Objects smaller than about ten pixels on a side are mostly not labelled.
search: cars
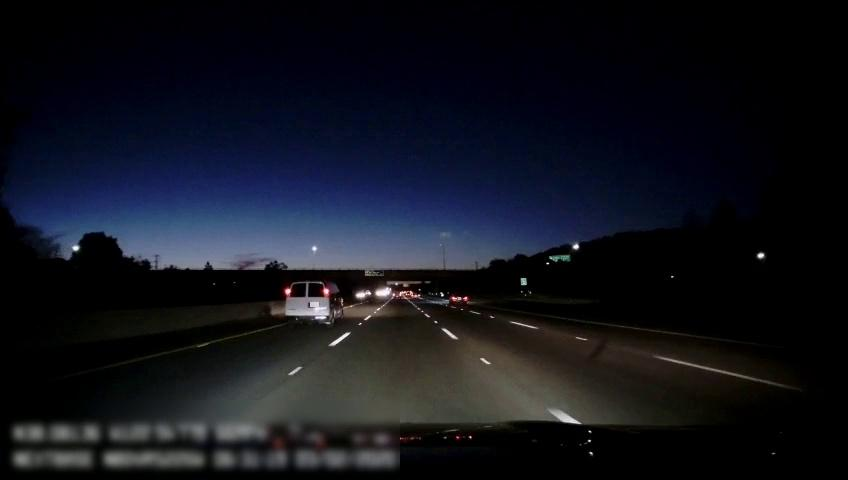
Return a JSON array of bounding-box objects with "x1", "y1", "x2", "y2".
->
[{"x1": 448, "y1": 291, "x2": 469, "y2": 306}]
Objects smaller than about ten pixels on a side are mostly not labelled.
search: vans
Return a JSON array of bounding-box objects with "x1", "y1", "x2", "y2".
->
[{"x1": 283, "y1": 279, "x2": 345, "y2": 326}]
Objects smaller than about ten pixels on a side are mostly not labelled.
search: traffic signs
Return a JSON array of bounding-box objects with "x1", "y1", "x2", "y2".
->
[
  {"x1": 364, "y1": 268, "x2": 385, "y2": 276},
  {"x1": 550, "y1": 255, "x2": 572, "y2": 264}
]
